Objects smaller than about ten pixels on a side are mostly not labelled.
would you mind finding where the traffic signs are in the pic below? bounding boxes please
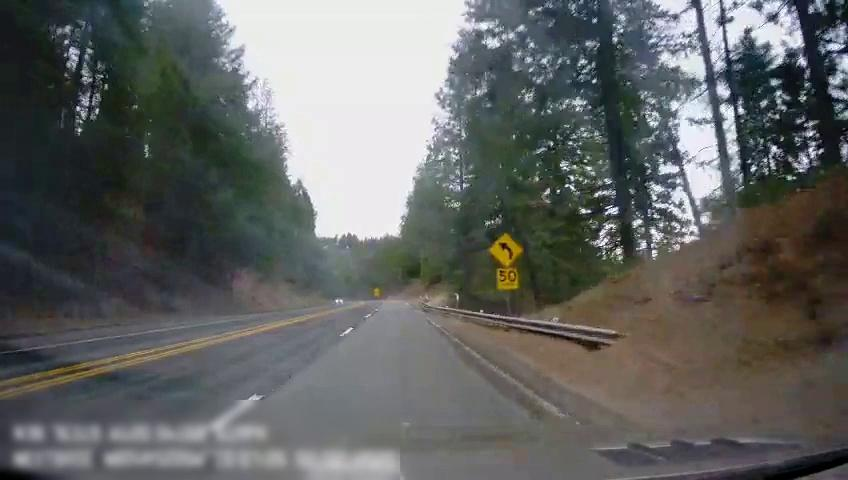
[488,232,524,268]
[496,268,519,290]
